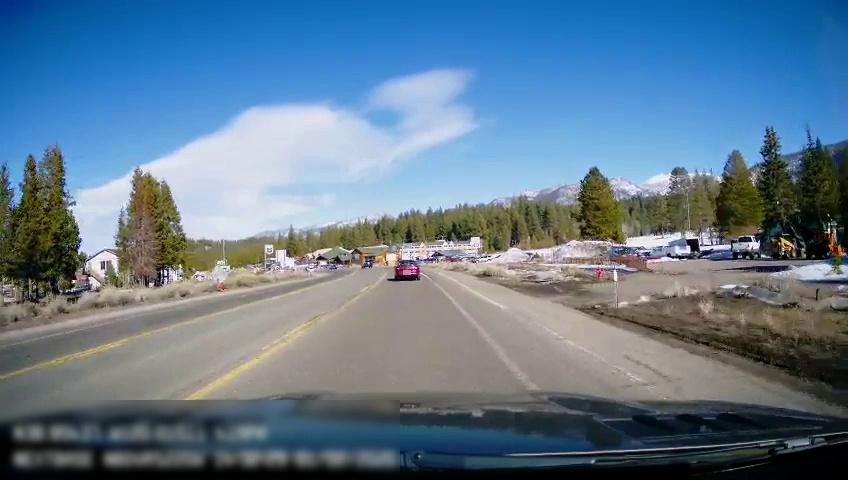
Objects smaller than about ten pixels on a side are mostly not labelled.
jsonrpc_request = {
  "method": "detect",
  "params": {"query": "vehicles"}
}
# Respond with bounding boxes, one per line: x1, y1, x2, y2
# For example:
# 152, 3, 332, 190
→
628, 245, 655, 259
649, 245, 679, 259
396, 260, 421, 279
362, 261, 374, 269
730, 235, 764, 260
605, 246, 638, 259
666, 237, 702, 260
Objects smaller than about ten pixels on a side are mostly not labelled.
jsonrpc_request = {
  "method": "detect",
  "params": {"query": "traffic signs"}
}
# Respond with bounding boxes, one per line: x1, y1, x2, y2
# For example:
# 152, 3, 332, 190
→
470, 236, 481, 249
